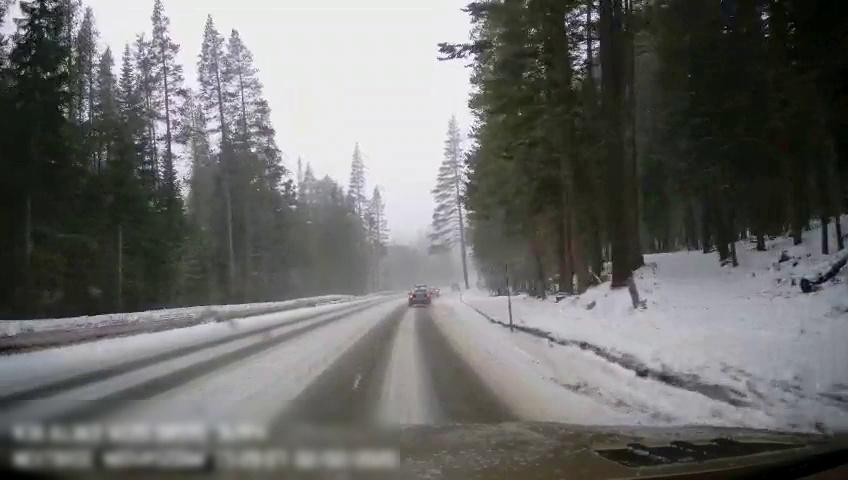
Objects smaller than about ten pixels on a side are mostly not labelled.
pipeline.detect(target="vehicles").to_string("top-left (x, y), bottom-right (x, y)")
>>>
top-left (429, 287), bottom-right (440, 296)
top-left (408, 283), bottom-right (435, 307)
